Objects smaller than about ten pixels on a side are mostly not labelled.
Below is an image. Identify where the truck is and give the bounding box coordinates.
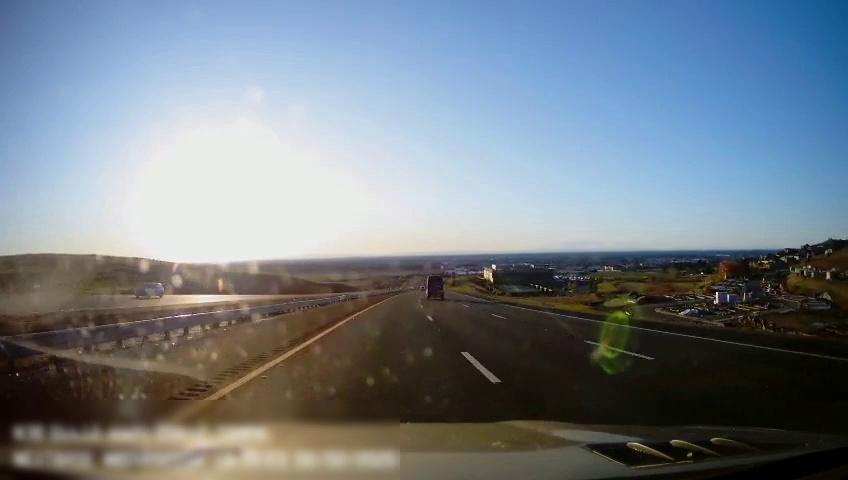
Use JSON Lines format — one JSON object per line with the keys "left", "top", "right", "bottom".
{"left": 426, "top": 276, "right": 444, "bottom": 300}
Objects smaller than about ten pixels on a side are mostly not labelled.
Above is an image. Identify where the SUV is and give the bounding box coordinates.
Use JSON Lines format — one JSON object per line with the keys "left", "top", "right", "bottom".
{"left": 135, "top": 283, "right": 165, "bottom": 300}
